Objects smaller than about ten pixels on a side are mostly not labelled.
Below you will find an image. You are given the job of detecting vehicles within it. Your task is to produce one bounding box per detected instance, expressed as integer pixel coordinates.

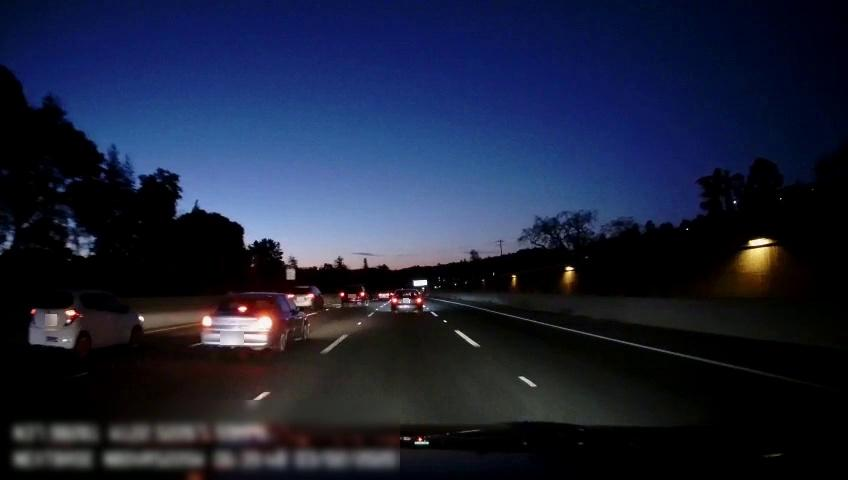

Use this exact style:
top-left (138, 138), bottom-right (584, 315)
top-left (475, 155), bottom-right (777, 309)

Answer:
top-left (340, 284), bottom-right (369, 310)
top-left (391, 289), bottom-right (423, 313)
top-left (287, 286), bottom-right (324, 310)
top-left (28, 289), bottom-right (145, 360)
top-left (201, 292), bottom-right (310, 357)
top-left (378, 291), bottom-right (391, 301)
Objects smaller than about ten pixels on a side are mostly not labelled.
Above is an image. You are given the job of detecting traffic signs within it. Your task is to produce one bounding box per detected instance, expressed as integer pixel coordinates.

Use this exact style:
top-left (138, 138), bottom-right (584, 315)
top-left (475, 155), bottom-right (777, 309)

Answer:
top-left (413, 279), bottom-right (427, 287)
top-left (286, 264), bottom-right (296, 280)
